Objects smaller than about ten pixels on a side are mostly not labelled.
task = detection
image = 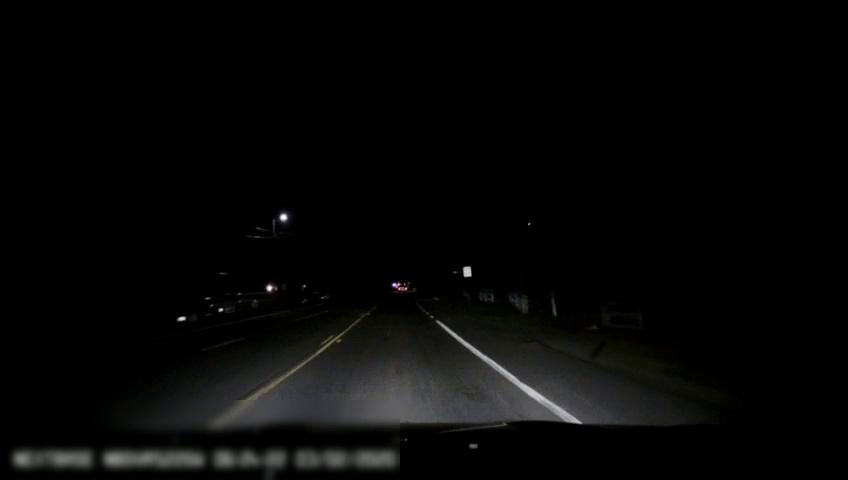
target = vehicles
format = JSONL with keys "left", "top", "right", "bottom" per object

{"left": 216, "top": 293, "right": 242, "bottom": 315}
{"left": 175, "top": 294, "right": 219, "bottom": 324}
{"left": 237, "top": 290, "right": 275, "bottom": 312}
{"left": 397, "top": 284, "right": 410, "bottom": 297}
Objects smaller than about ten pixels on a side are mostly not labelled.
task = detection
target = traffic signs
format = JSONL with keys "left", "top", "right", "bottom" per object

{"left": 462, "top": 266, "right": 472, "bottom": 278}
